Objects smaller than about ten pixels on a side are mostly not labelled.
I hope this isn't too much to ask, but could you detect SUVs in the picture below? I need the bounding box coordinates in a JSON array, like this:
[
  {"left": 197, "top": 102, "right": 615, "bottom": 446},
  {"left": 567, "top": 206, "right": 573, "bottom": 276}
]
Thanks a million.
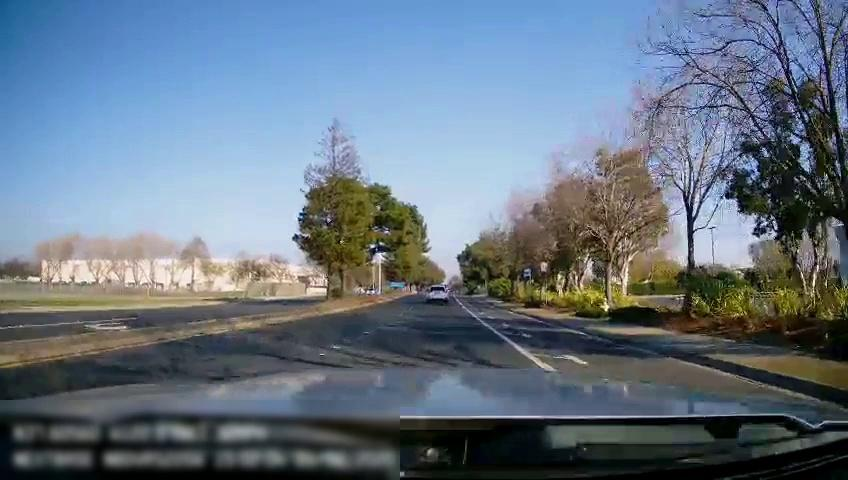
[
  {"left": 365, "top": 287, "right": 378, "bottom": 297},
  {"left": 426, "top": 283, "right": 450, "bottom": 304}
]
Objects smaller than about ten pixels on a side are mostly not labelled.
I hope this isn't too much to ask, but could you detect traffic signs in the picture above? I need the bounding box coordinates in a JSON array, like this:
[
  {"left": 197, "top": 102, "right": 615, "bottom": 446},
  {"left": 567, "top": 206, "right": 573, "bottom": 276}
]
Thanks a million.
[{"left": 391, "top": 281, "right": 406, "bottom": 289}]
